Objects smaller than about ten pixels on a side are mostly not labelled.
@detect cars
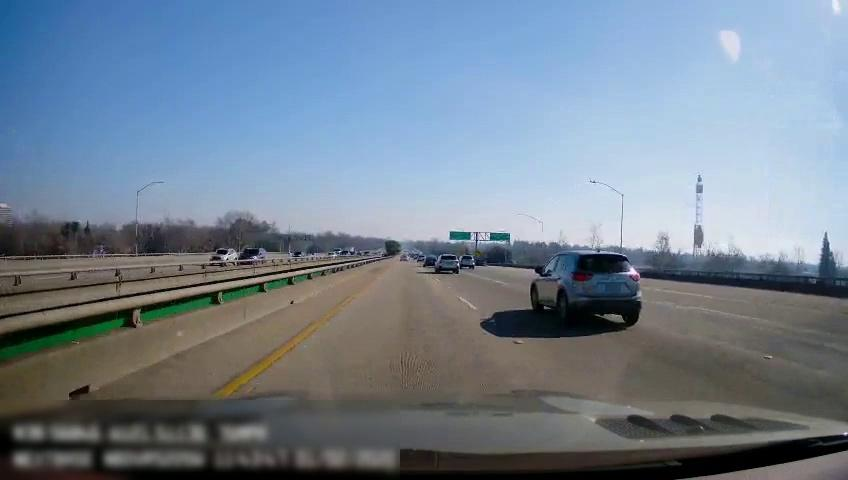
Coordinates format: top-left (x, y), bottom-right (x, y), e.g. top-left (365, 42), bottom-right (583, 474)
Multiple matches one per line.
top-left (422, 257), bottom-right (437, 268)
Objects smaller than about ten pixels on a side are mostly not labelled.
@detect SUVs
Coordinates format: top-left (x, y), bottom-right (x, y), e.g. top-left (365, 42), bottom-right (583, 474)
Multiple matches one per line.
top-left (235, 247), bottom-right (267, 266)
top-left (528, 248), bottom-right (643, 328)
top-left (459, 254), bottom-right (476, 270)
top-left (208, 247), bottom-right (240, 268)
top-left (434, 253), bottom-right (461, 275)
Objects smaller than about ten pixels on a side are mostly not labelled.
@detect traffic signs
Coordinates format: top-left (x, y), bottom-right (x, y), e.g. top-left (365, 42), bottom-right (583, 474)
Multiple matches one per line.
top-left (449, 231), bottom-right (471, 241)
top-left (489, 232), bottom-right (511, 241)
top-left (293, 232), bottom-right (312, 243)
top-left (278, 233), bottom-right (291, 241)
